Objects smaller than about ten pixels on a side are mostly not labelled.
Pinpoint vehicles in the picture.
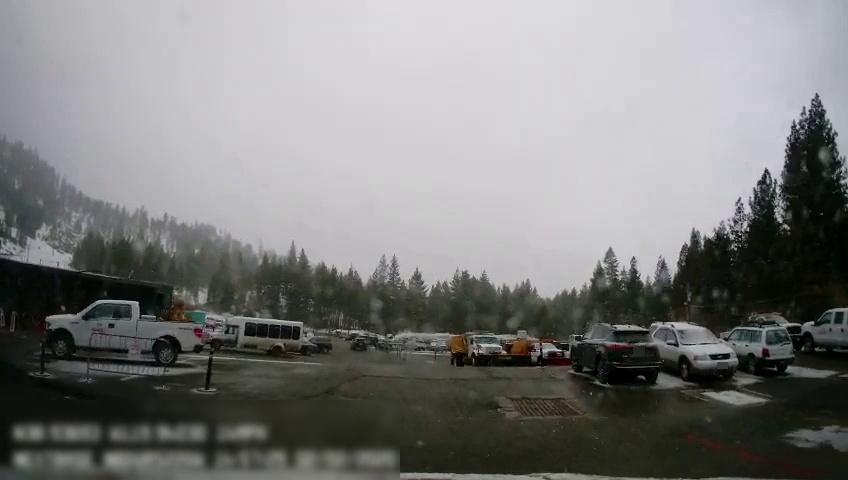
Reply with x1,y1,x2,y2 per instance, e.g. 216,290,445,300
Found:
449,334,503,366
722,327,796,375
511,340,570,366
304,338,319,353
44,299,206,368
208,318,304,355
801,307,848,353
309,336,332,355
745,311,801,350
649,321,739,382
570,326,662,386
